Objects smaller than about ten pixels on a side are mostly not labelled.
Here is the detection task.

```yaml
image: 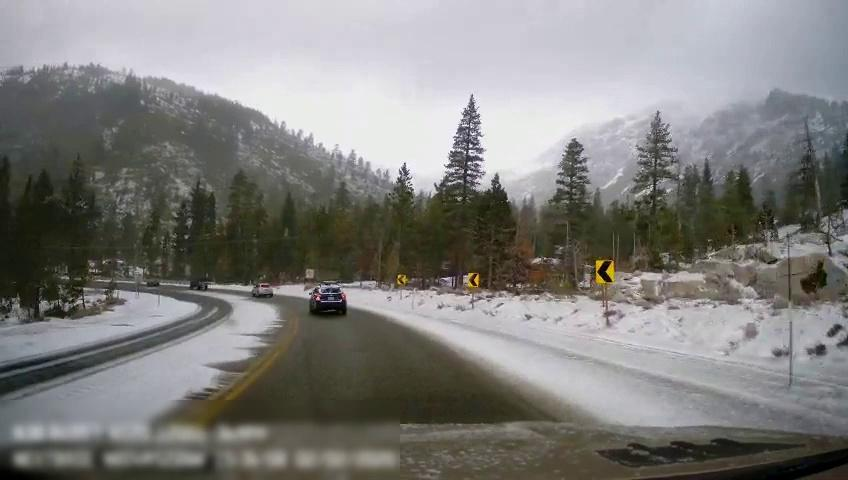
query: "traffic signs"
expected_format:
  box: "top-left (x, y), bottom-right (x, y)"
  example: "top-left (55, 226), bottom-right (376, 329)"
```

top-left (594, 259), bottom-right (616, 284)
top-left (396, 274), bottom-right (407, 286)
top-left (467, 271), bottom-right (480, 288)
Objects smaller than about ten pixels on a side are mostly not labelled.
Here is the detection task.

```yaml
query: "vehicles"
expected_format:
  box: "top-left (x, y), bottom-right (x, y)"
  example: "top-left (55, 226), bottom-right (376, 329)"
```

top-left (190, 277), bottom-right (209, 290)
top-left (146, 278), bottom-right (160, 287)
top-left (251, 282), bottom-right (273, 298)
top-left (308, 280), bottom-right (348, 315)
